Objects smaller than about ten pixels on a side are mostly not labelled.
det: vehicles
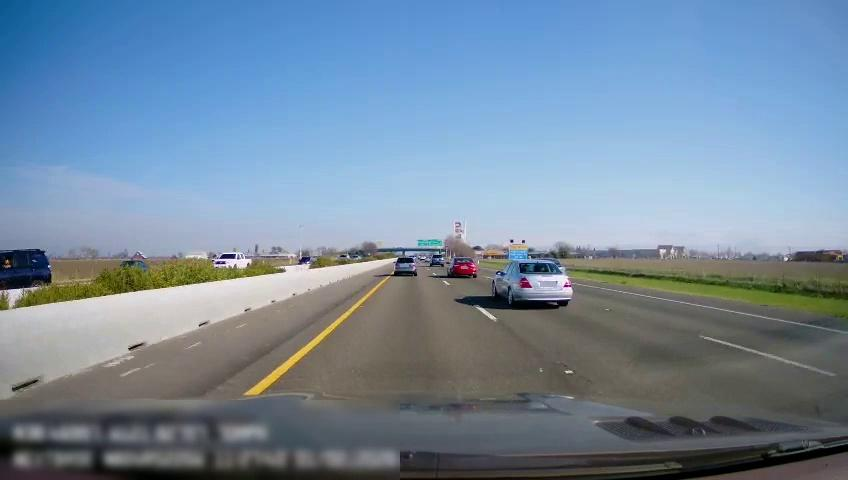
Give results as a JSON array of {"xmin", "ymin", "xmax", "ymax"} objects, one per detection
[
  {"xmin": 446, "ymin": 255, "xmax": 479, "ymax": 279},
  {"xmin": 491, "ymin": 259, "xmax": 573, "ymax": 309},
  {"xmin": 543, "ymin": 258, "xmax": 568, "ymax": 272},
  {"xmin": 210, "ymin": 253, "xmax": 252, "ymax": 270},
  {"xmin": 428, "ymin": 254, "xmax": 446, "ymax": 267},
  {"xmin": 337, "ymin": 253, "xmax": 352, "ymax": 260},
  {"xmin": 394, "ymin": 256, "xmax": 418, "ymax": 277},
  {"xmin": 0, "ymin": 249, "xmax": 54, "ymax": 290},
  {"xmin": 297, "ymin": 255, "xmax": 316, "ymax": 265},
  {"xmin": 119, "ymin": 260, "xmax": 146, "ymax": 270}
]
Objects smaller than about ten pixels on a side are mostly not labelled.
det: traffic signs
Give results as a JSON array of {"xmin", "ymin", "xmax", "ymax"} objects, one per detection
[
  {"xmin": 418, "ymin": 239, "xmax": 445, "ymax": 249},
  {"xmin": 509, "ymin": 251, "xmax": 529, "ymax": 261},
  {"xmin": 511, "ymin": 244, "xmax": 528, "ymax": 251}
]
